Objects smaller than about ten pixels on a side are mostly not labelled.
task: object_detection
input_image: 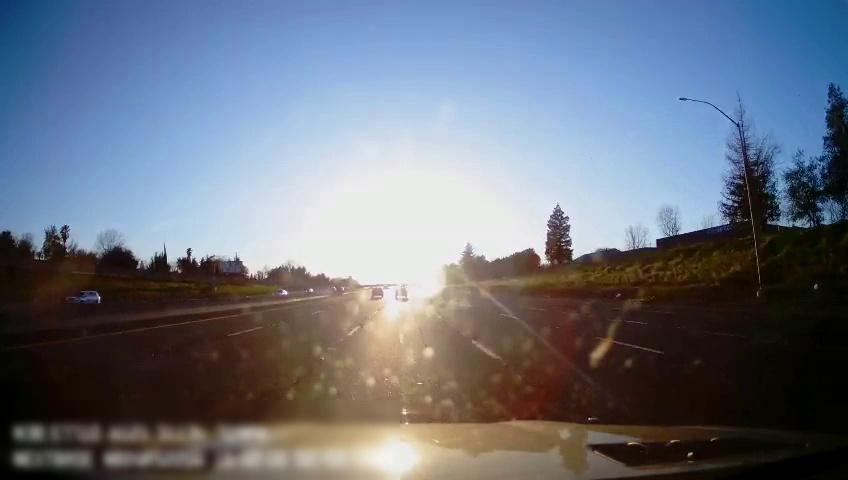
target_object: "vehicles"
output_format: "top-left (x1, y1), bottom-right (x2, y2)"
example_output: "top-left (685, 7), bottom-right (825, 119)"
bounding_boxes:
top-left (395, 286), bottom-right (408, 300)
top-left (371, 286), bottom-right (384, 298)
top-left (272, 289), bottom-right (289, 297)
top-left (64, 290), bottom-right (102, 306)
